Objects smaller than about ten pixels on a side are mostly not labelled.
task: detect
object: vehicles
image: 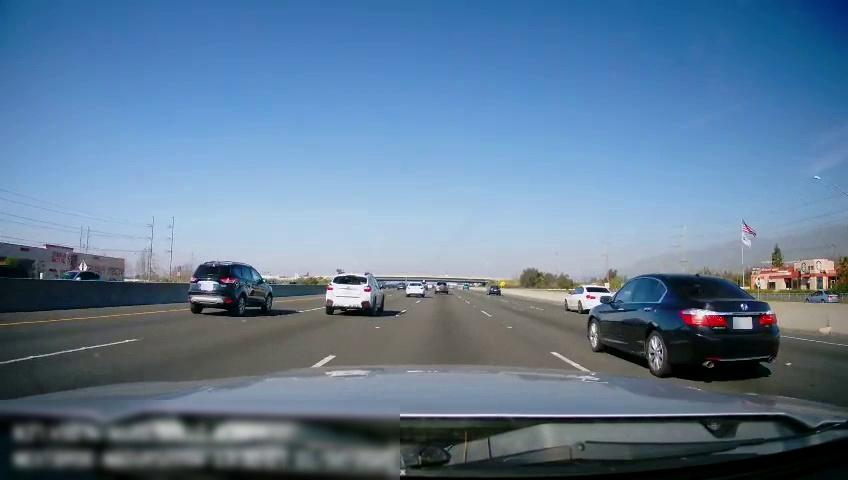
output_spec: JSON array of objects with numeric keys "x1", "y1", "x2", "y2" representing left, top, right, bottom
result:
[
  {"x1": 434, "y1": 282, "x2": 449, "y2": 294},
  {"x1": 396, "y1": 282, "x2": 408, "y2": 291},
  {"x1": 804, "y1": 289, "x2": 841, "y2": 305},
  {"x1": 188, "y1": 260, "x2": 274, "y2": 318},
  {"x1": 56, "y1": 270, "x2": 103, "y2": 282},
  {"x1": 585, "y1": 271, "x2": 782, "y2": 380},
  {"x1": 325, "y1": 272, "x2": 385, "y2": 316},
  {"x1": 405, "y1": 281, "x2": 425, "y2": 298},
  {"x1": 487, "y1": 284, "x2": 501, "y2": 296},
  {"x1": 288, "y1": 280, "x2": 304, "y2": 286},
  {"x1": 564, "y1": 284, "x2": 617, "y2": 314},
  {"x1": 420, "y1": 282, "x2": 429, "y2": 292}
]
